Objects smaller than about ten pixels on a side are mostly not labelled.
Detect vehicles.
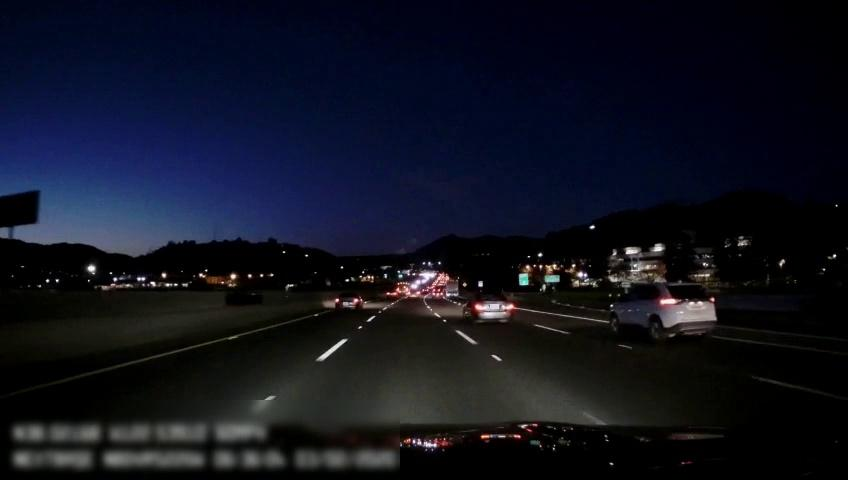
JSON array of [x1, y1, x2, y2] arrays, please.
[[334, 291, 364, 312], [608, 281, 718, 343], [463, 292, 514, 323], [408, 286, 422, 298], [431, 285, 444, 296], [386, 289, 401, 300], [395, 281, 409, 297]]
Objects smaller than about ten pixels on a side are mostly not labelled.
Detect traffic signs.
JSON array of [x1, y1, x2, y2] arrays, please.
[[545, 275, 561, 283], [519, 273, 530, 286]]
